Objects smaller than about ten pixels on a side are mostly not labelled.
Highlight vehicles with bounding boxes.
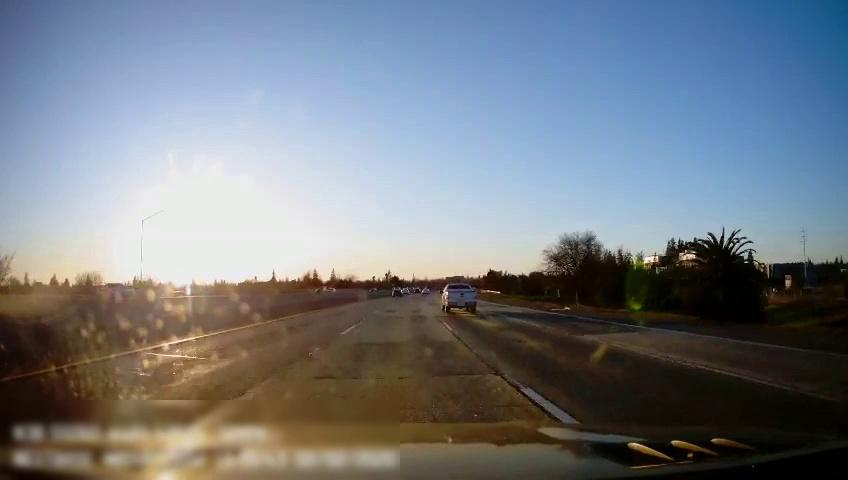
[391,288,404,299]
[314,286,328,293]
[324,288,337,293]
[97,282,134,297]
[442,282,476,314]
[402,288,412,296]
[422,288,432,296]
